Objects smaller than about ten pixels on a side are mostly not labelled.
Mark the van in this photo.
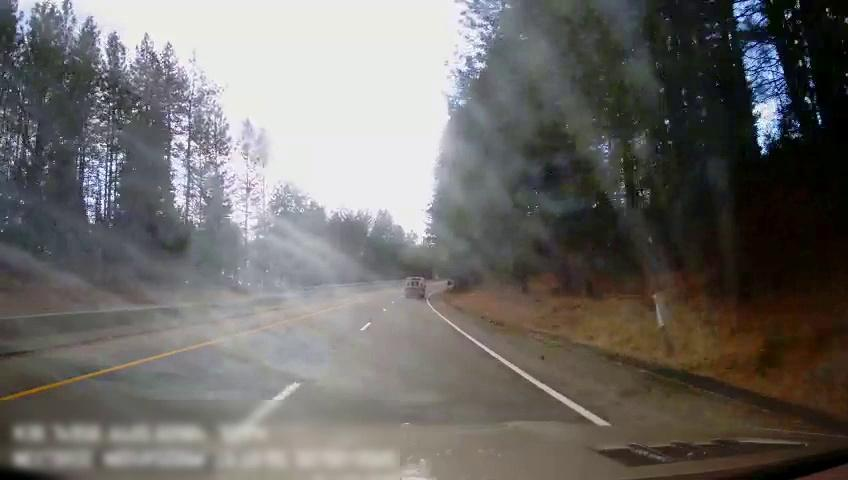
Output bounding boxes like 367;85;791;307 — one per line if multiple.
405;276;426;298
